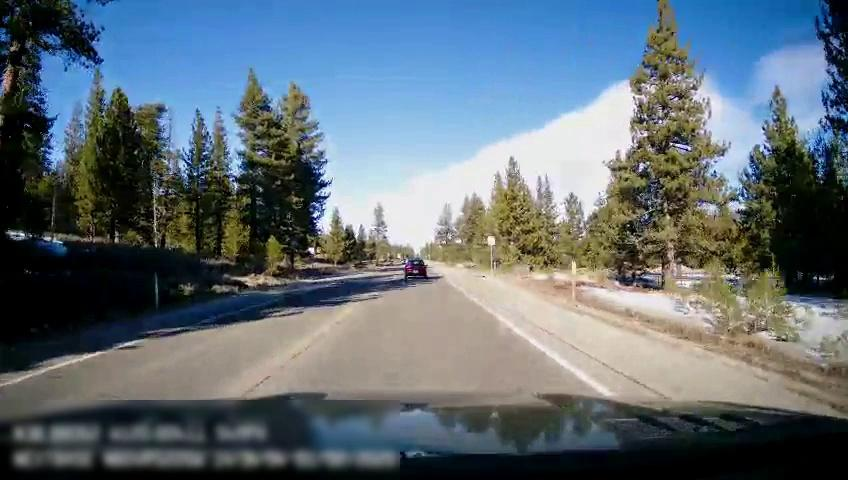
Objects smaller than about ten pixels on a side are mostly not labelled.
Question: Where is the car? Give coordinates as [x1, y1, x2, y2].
[404, 260, 427, 279]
